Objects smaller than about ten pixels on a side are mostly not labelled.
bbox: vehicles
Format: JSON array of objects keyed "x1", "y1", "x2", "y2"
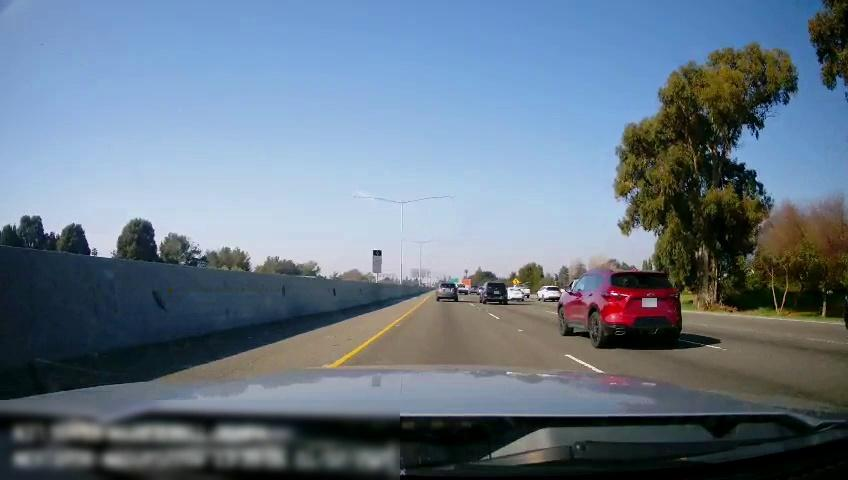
[
  {"x1": 479, "y1": 282, "x2": 508, "y2": 306},
  {"x1": 513, "y1": 283, "x2": 531, "y2": 300},
  {"x1": 556, "y1": 267, "x2": 683, "y2": 350},
  {"x1": 843, "y1": 295, "x2": 848, "y2": 332},
  {"x1": 536, "y1": 285, "x2": 562, "y2": 303},
  {"x1": 468, "y1": 285, "x2": 478, "y2": 294},
  {"x1": 456, "y1": 283, "x2": 469, "y2": 295},
  {"x1": 435, "y1": 281, "x2": 459, "y2": 302},
  {"x1": 505, "y1": 287, "x2": 524, "y2": 303}
]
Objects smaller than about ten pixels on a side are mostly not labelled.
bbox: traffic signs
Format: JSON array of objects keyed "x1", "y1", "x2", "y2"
[{"x1": 371, "y1": 249, "x2": 383, "y2": 274}]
